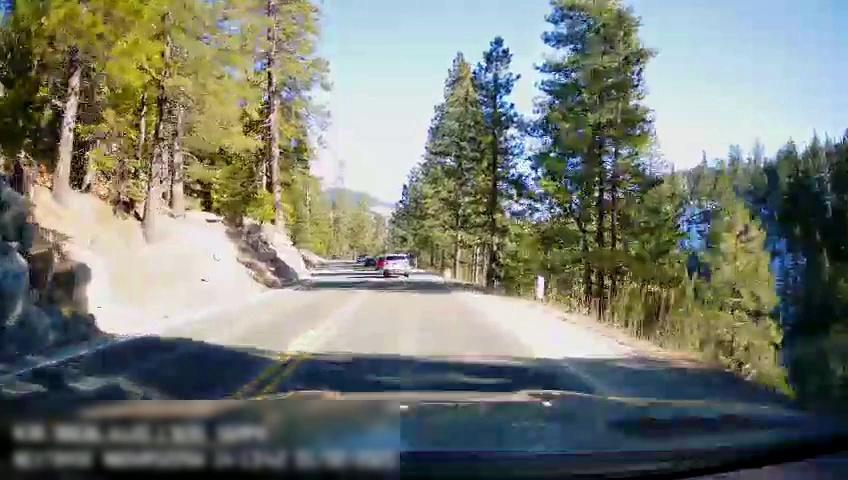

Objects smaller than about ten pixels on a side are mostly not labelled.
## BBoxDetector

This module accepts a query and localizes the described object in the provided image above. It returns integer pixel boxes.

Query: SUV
[383,253,408,278]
